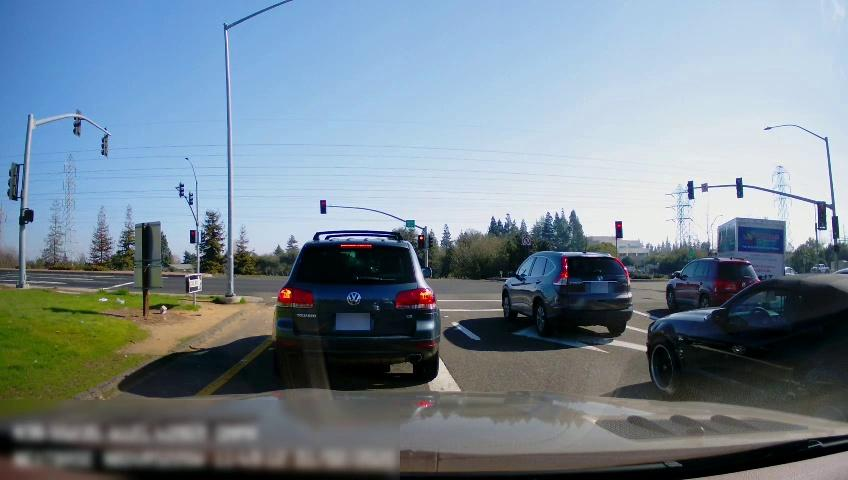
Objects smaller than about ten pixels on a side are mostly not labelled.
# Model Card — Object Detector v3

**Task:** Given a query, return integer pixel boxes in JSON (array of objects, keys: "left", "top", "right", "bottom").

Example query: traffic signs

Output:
[{"left": 405, "top": 220, "right": 416, "bottom": 228}]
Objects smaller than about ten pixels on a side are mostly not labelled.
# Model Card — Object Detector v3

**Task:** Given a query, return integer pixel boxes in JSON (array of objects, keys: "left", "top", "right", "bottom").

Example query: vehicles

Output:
[
  {"left": 645, "top": 273, "right": 848, "bottom": 415},
  {"left": 665, "top": 257, "right": 759, "bottom": 312},
  {"left": 273, "top": 240, "right": 443, "bottom": 383},
  {"left": 834, "top": 267, "right": 848, "bottom": 275},
  {"left": 502, "top": 249, "right": 635, "bottom": 341},
  {"left": 715, "top": 216, "right": 787, "bottom": 280}
]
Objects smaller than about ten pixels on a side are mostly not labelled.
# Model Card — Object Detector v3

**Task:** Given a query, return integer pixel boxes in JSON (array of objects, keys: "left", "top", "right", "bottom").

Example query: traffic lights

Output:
[
  {"left": 188, "top": 193, "right": 195, "bottom": 207},
  {"left": 72, "top": 111, "right": 83, "bottom": 136},
  {"left": 101, "top": 135, "right": 109, "bottom": 158},
  {"left": 417, "top": 235, "right": 425, "bottom": 247},
  {"left": 615, "top": 220, "right": 624, "bottom": 239},
  {"left": 190, "top": 229, "right": 197, "bottom": 243},
  {"left": 738, "top": 177, "right": 747, "bottom": 198},
  {"left": 23, "top": 209, "right": 34, "bottom": 222},
  {"left": 176, "top": 182, "right": 185, "bottom": 198},
  {"left": 429, "top": 237, "right": 435, "bottom": 250},
  {"left": 320, "top": 199, "right": 327, "bottom": 215},
  {"left": 817, "top": 200, "right": 828, "bottom": 228},
  {"left": 7, "top": 164, "right": 19, "bottom": 202},
  {"left": 686, "top": 179, "right": 695, "bottom": 201}
]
